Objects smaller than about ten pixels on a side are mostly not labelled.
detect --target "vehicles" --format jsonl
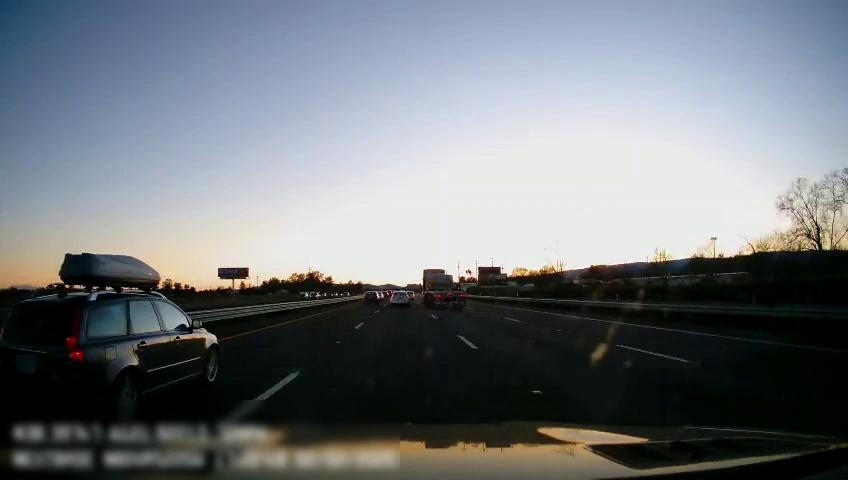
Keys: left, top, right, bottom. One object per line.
{"left": 406, "top": 290, "right": 416, "bottom": 301}
{"left": 0, "top": 250, "right": 221, "bottom": 426}
{"left": 363, "top": 290, "right": 382, "bottom": 305}
{"left": 389, "top": 289, "right": 410, "bottom": 305}
{"left": 421, "top": 268, "right": 468, "bottom": 311}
